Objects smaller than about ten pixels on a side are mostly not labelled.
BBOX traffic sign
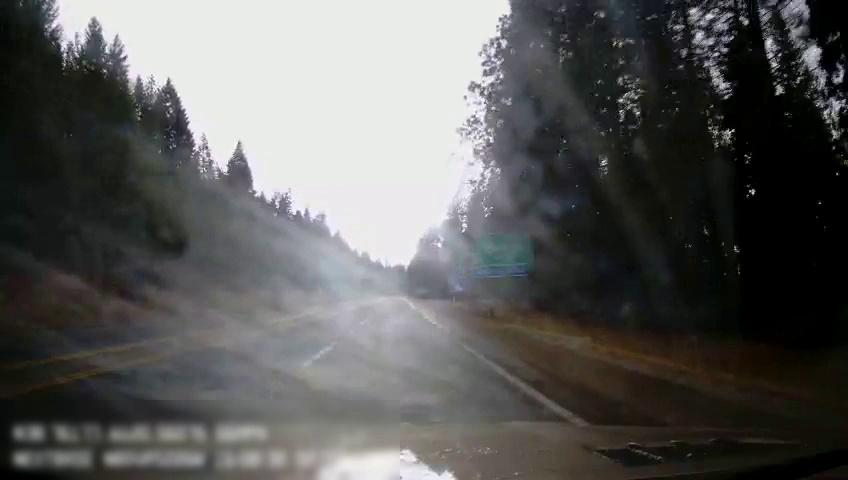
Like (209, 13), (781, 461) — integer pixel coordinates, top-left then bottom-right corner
(470, 231), (532, 278)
